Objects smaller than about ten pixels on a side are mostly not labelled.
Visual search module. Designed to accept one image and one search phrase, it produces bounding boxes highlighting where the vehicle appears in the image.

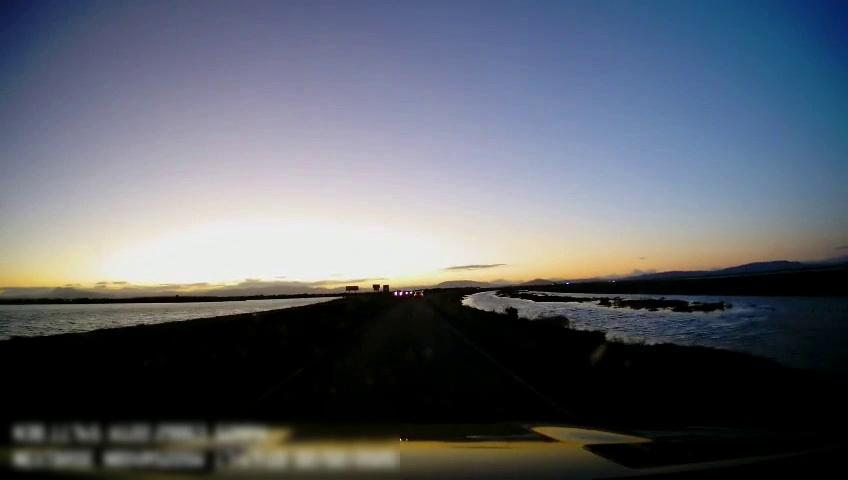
[413,291,424,299]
